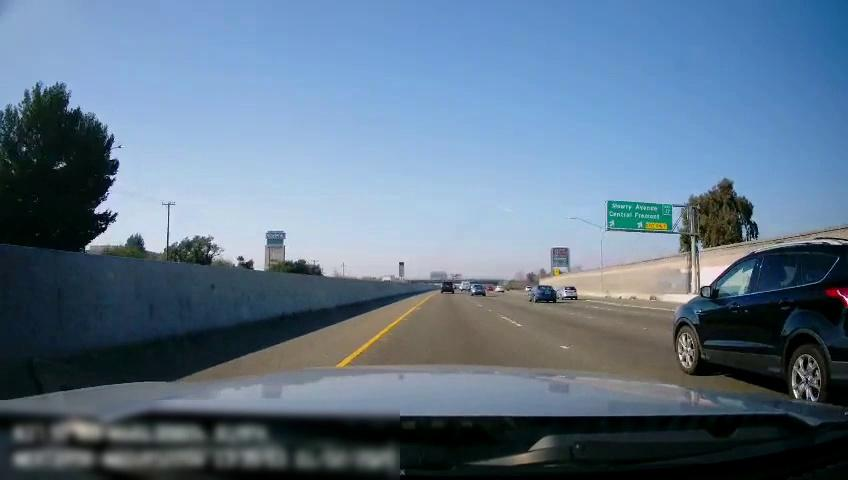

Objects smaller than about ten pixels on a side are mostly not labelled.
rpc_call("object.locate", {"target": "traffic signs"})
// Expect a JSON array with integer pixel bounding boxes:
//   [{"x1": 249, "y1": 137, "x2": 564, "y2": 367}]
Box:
[{"x1": 607, "y1": 199, "x2": 674, "y2": 232}]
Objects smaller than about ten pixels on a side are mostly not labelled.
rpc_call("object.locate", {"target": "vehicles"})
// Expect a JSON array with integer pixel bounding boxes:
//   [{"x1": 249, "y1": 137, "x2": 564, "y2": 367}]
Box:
[
  {"x1": 557, "y1": 286, "x2": 578, "y2": 300},
  {"x1": 528, "y1": 285, "x2": 557, "y2": 304},
  {"x1": 460, "y1": 281, "x2": 471, "y2": 292},
  {"x1": 470, "y1": 283, "x2": 487, "y2": 297},
  {"x1": 439, "y1": 281, "x2": 454, "y2": 295},
  {"x1": 672, "y1": 237, "x2": 848, "y2": 403}
]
